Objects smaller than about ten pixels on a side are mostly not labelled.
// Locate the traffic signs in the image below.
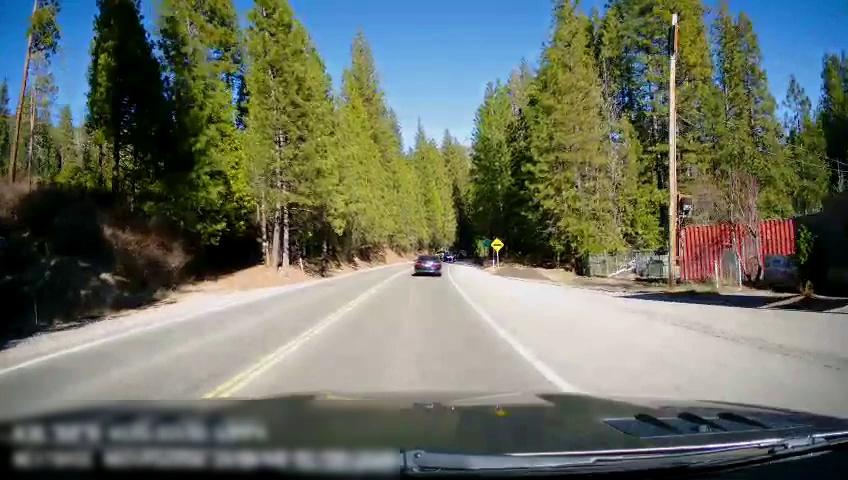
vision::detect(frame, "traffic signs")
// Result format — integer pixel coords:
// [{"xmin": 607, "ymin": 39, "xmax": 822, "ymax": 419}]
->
[{"xmin": 490, "ymin": 237, "xmax": 505, "ymax": 253}]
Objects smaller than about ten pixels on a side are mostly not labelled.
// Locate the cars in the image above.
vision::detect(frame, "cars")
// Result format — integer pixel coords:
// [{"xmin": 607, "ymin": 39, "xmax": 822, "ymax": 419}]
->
[
  {"xmin": 442, "ymin": 251, "xmax": 456, "ymax": 263},
  {"xmin": 414, "ymin": 255, "xmax": 442, "ymax": 276}
]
